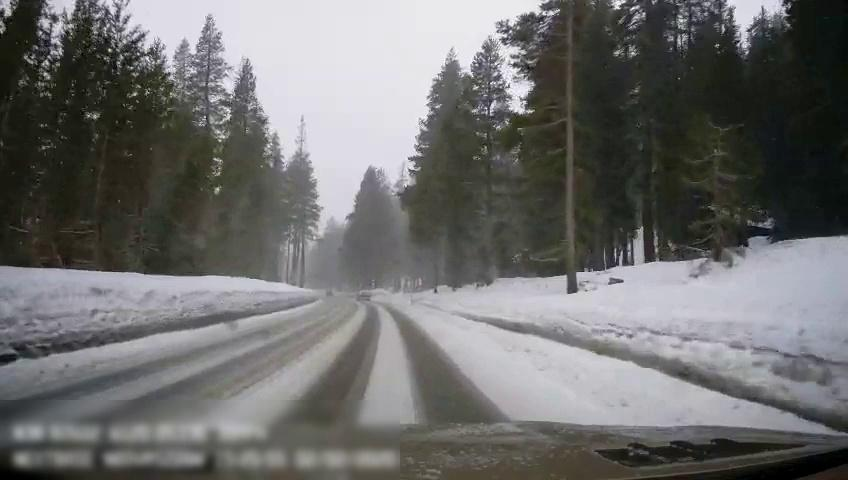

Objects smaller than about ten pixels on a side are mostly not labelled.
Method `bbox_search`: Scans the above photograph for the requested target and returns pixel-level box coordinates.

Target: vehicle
[355,289,372,302]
